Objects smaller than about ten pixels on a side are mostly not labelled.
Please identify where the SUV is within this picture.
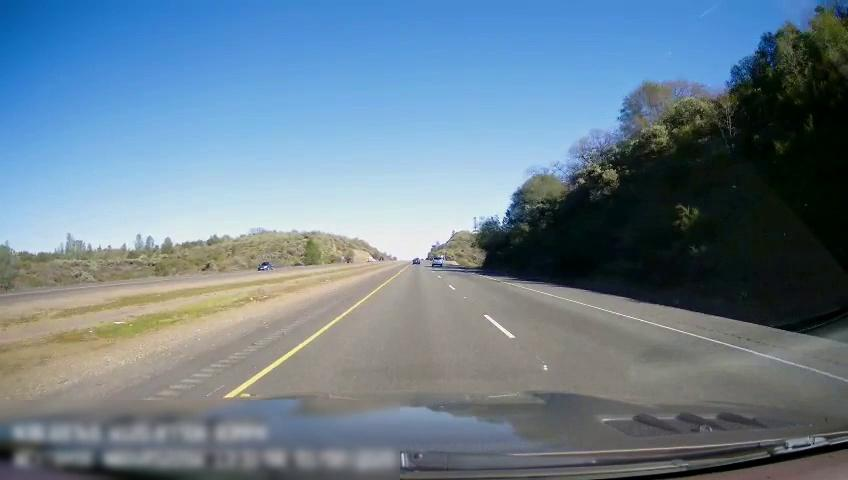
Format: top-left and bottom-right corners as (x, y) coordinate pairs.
(432, 258), (443, 267)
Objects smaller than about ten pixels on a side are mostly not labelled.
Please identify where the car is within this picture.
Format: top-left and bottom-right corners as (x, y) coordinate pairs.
(256, 262), (273, 271)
